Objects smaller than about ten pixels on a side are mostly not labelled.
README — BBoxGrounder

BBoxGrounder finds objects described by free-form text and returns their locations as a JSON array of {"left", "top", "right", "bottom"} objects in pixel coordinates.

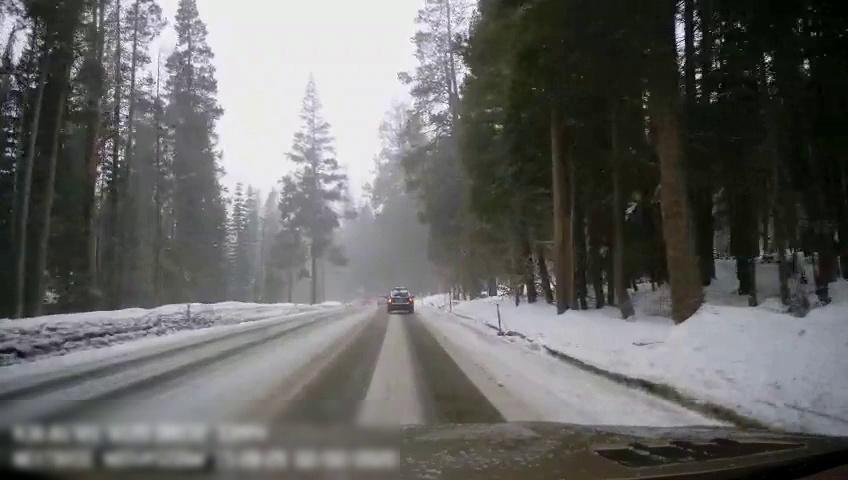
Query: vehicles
[
  {"left": 376, "top": 294, "right": 389, "bottom": 306},
  {"left": 386, "top": 287, "right": 415, "bottom": 315}
]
